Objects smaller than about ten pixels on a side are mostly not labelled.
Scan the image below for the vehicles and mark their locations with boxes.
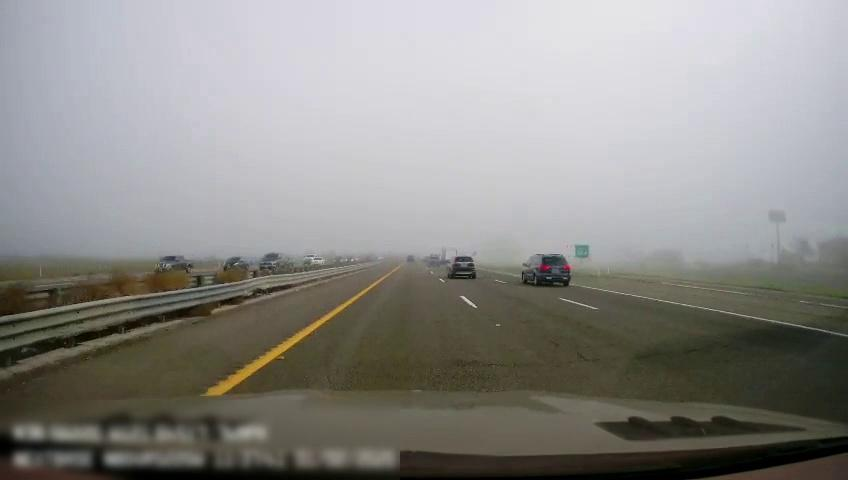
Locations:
[258,252,297,271]
[311,256,327,266]
[441,248,457,264]
[303,253,318,264]
[153,255,196,274]
[222,255,251,272]
[427,255,442,268]
[446,255,477,280]
[520,252,572,287]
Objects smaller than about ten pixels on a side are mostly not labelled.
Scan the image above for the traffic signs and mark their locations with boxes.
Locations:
[573,243,591,259]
